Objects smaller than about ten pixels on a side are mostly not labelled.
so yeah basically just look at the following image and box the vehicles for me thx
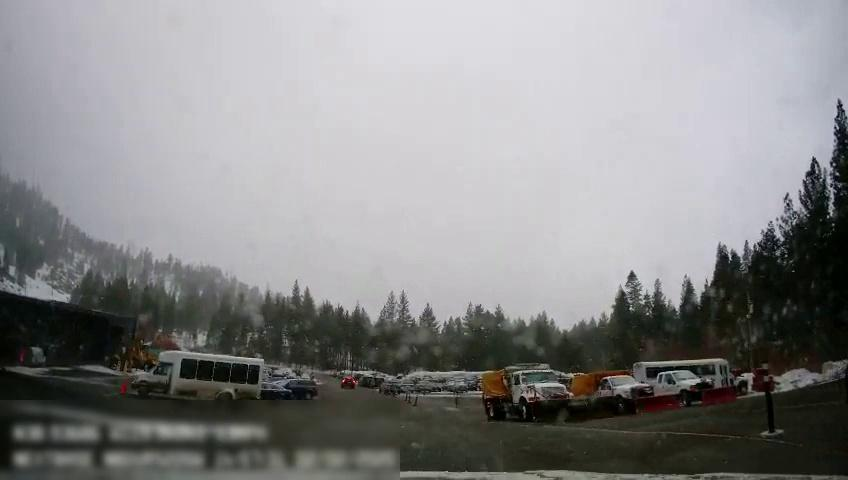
[277,379,318,403]
[632,359,730,388]
[479,363,571,422]
[260,382,293,407]
[130,349,265,412]
[571,370,653,407]
[653,371,714,407]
